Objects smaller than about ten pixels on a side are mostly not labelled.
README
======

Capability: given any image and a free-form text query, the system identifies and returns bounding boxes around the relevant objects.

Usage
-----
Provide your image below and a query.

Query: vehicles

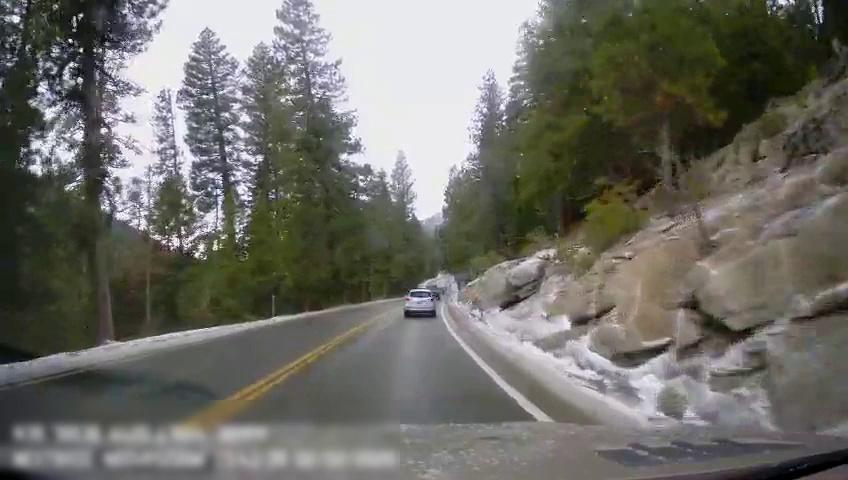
[426,286,441,301]
[403,290,436,318]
